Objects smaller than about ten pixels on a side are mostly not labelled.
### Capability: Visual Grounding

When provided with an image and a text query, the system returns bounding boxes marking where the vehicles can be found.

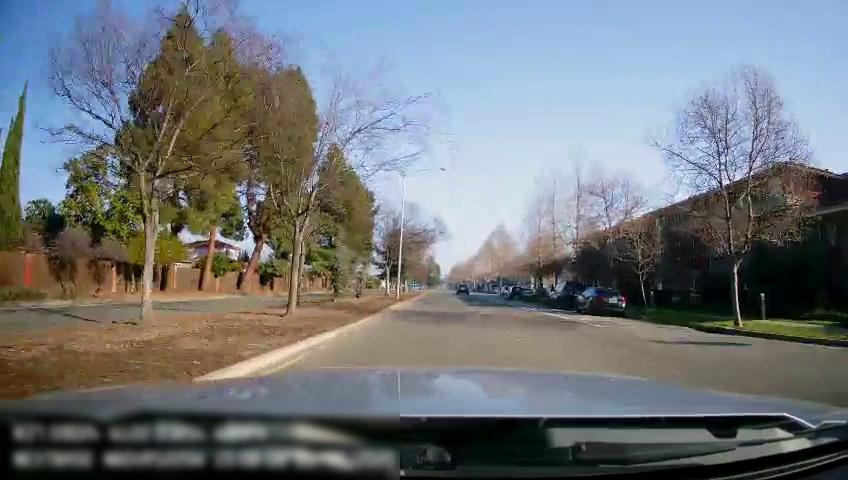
[572,284,628,316]
[456,284,469,296]
[542,277,581,308]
